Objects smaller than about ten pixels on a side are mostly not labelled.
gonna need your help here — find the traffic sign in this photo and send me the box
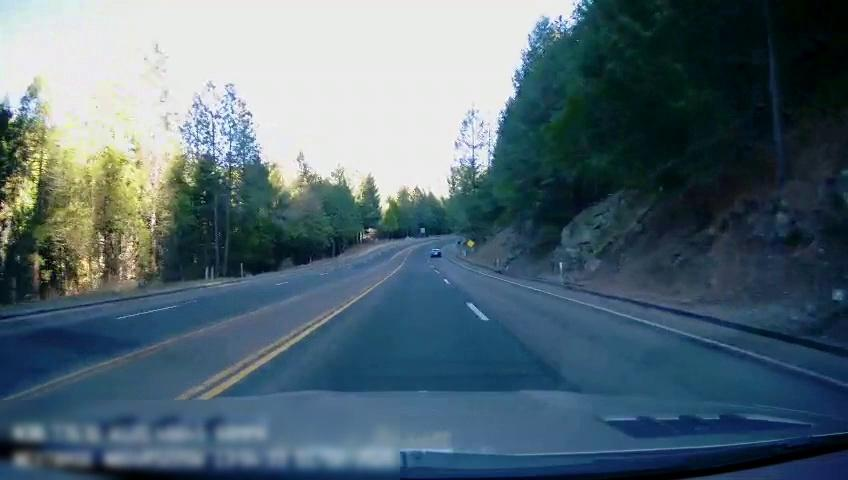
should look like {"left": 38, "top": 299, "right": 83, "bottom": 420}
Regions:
{"left": 465, "top": 239, "right": 476, "bottom": 249}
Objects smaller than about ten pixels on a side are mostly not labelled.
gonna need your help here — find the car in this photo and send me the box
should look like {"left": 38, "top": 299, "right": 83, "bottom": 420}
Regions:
{"left": 430, "top": 248, "right": 442, "bottom": 258}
